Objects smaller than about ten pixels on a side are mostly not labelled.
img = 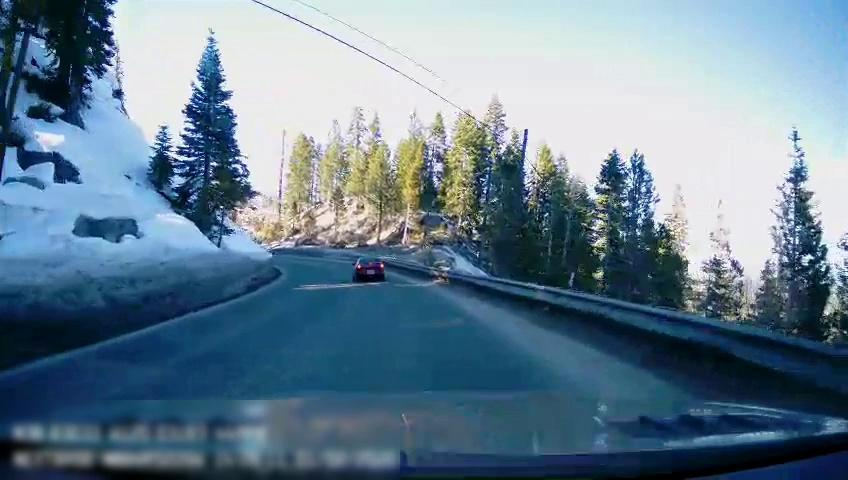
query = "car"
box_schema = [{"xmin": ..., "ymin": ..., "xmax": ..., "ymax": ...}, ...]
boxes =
[{"xmin": 351, "ymin": 256, "xmax": 384, "ymax": 282}]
